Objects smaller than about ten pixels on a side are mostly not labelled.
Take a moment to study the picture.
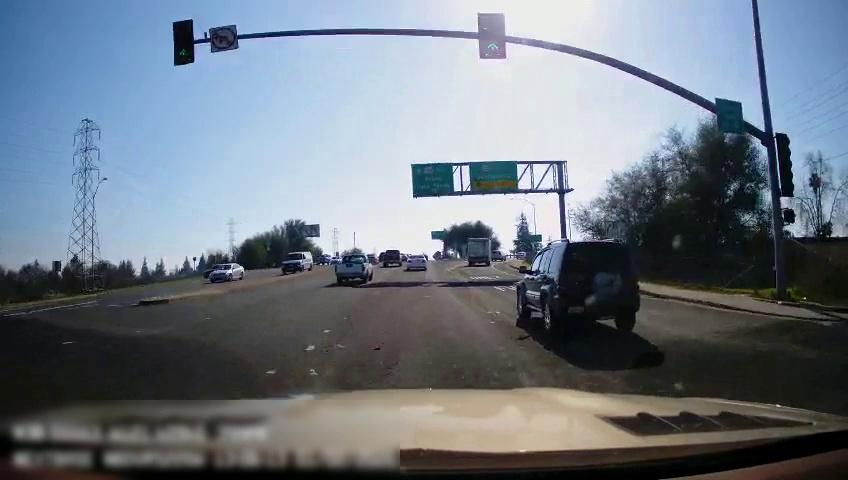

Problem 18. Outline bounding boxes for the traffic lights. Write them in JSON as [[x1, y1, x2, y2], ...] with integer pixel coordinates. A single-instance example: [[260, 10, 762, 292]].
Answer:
[[478, 11, 506, 60], [172, 19, 195, 66], [775, 133, 794, 197]]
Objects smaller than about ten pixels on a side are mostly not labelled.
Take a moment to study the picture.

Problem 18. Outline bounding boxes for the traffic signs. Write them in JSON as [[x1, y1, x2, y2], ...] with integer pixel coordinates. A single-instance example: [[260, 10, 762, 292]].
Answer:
[[410, 161, 455, 198], [431, 230, 449, 240], [468, 160, 519, 194]]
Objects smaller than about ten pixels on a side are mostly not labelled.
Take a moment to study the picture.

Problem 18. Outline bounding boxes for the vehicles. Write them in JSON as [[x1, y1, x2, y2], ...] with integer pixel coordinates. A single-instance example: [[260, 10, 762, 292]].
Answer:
[[491, 249, 507, 262], [208, 263, 245, 283], [406, 254, 427, 271], [516, 242, 642, 336], [381, 249, 402, 269], [335, 255, 374, 285], [367, 253, 378, 264], [468, 237, 491, 268], [281, 251, 314, 275]]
